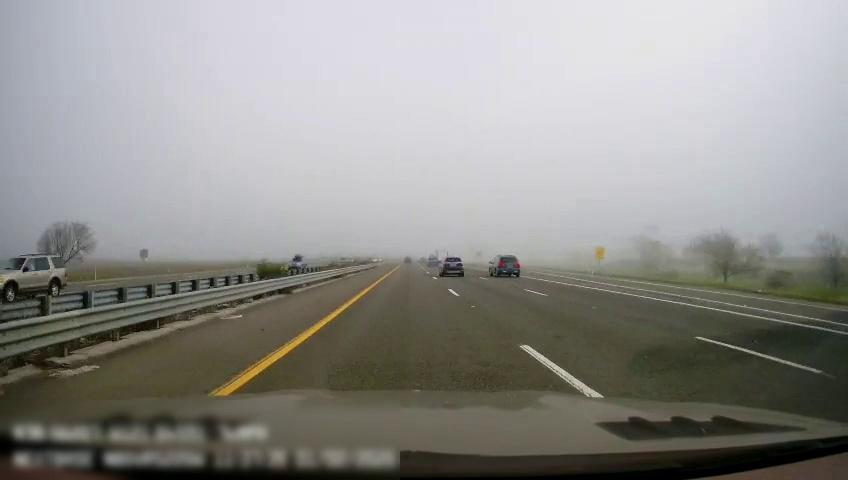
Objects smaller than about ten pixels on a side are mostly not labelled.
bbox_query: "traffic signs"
[594,247,606,260]
[138,247,149,260]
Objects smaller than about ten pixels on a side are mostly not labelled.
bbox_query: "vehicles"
[439,256,465,278]
[437,249,448,263]
[287,256,308,271]
[488,254,521,278]
[0,253,68,304]
[427,256,440,268]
